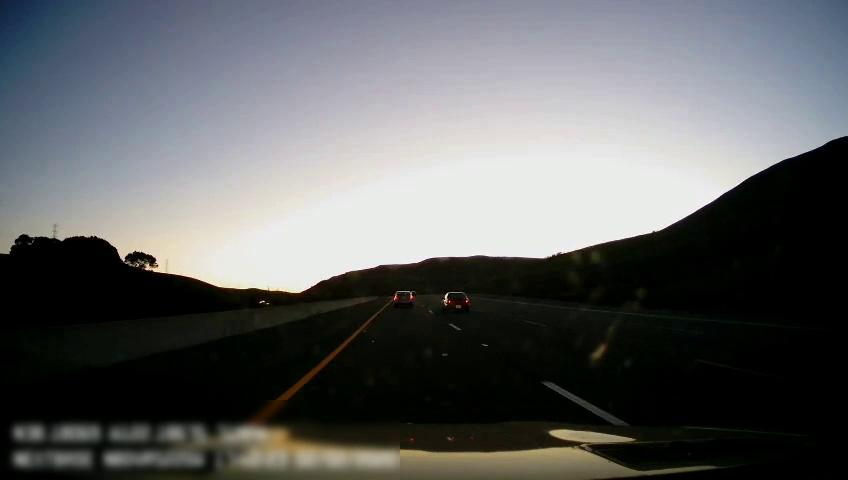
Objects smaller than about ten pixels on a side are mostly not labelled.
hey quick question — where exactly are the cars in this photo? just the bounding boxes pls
[394,290,414,307]
[441,292,470,312]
